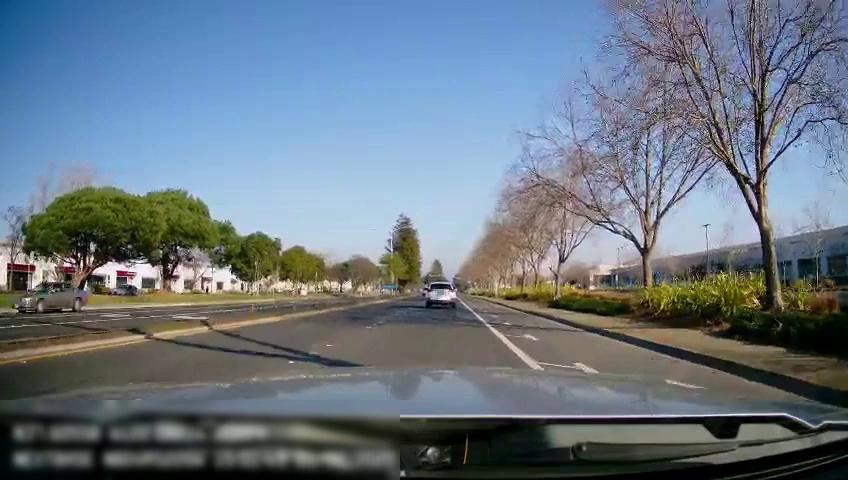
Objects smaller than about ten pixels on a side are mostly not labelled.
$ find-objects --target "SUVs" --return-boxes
[423,282,458,310]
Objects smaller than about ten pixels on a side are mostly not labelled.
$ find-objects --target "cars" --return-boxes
[111,284,139,297]
[14,281,89,314]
